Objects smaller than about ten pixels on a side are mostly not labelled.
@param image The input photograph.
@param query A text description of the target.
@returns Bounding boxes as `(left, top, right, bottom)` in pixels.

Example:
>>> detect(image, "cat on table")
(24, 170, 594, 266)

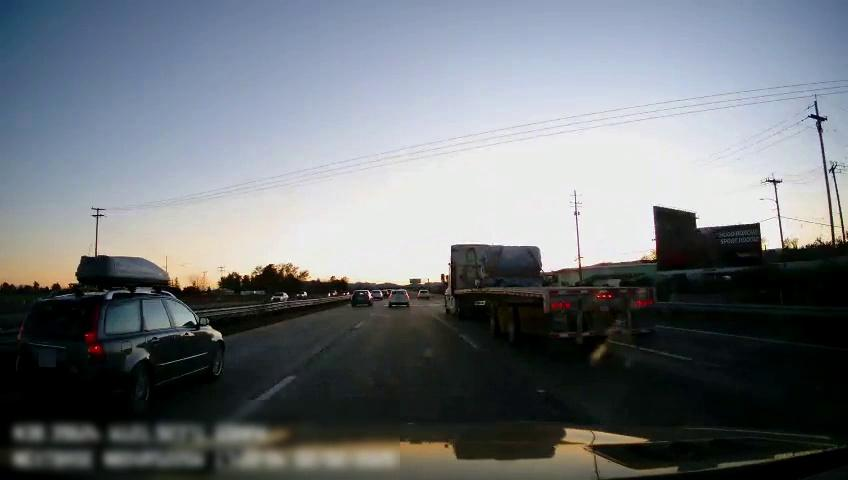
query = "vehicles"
(417, 289, 431, 300)
(271, 291, 289, 303)
(11, 254, 227, 415)
(371, 289, 384, 300)
(387, 289, 410, 307)
(352, 290, 373, 306)
(440, 242, 660, 352)
(295, 290, 308, 301)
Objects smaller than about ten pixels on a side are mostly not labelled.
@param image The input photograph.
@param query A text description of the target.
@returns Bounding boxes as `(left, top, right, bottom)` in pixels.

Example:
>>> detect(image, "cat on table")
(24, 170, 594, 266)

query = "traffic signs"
(409, 278, 421, 285)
